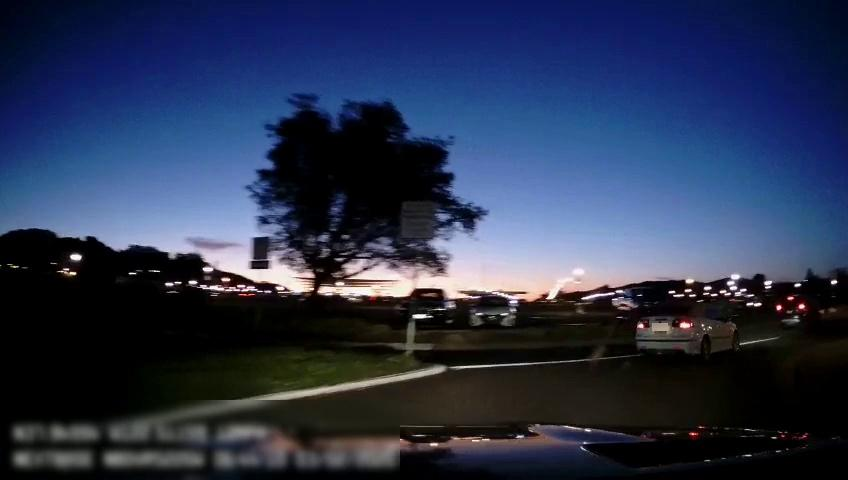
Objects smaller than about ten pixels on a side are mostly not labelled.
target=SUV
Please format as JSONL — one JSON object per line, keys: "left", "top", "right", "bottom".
{"left": 776, "top": 292, "right": 821, "bottom": 329}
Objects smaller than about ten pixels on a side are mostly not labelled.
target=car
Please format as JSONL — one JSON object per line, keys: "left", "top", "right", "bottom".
{"left": 635, "top": 301, "right": 742, "bottom": 365}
